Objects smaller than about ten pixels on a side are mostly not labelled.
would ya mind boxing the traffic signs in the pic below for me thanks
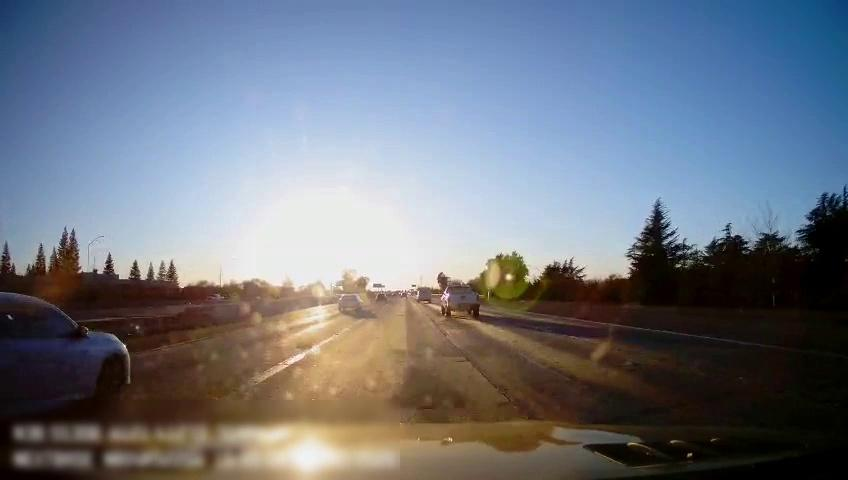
[373,284,384,288]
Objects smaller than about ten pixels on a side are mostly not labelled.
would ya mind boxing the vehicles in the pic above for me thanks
[0,291,130,431]
[441,284,481,319]
[205,293,225,302]
[338,293,364,313]
[375,292,389,302]
[414,287,433,304]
